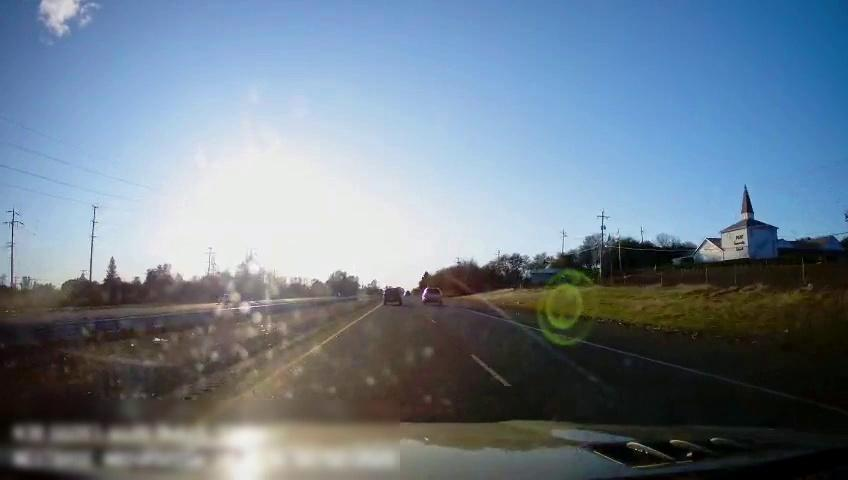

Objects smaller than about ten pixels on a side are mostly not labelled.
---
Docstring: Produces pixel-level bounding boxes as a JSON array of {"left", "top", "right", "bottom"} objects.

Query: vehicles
[
  {"left": 383, "top": 288, "right": 402, "bottom": 305},
  {"left": 217, "top": 294, "right": 239, "bottom": 305},
  {"left": 422, "top": 287, "right": 443, "bottom": 305}
]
